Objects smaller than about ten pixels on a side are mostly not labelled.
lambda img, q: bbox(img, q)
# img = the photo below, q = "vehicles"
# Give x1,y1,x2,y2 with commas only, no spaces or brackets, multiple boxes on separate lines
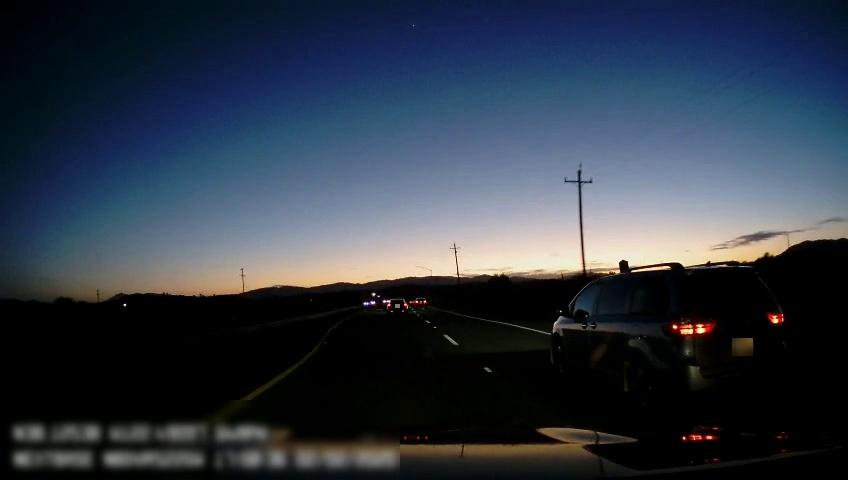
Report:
414,297,428,309
550,265,793,411
386,298,409,318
